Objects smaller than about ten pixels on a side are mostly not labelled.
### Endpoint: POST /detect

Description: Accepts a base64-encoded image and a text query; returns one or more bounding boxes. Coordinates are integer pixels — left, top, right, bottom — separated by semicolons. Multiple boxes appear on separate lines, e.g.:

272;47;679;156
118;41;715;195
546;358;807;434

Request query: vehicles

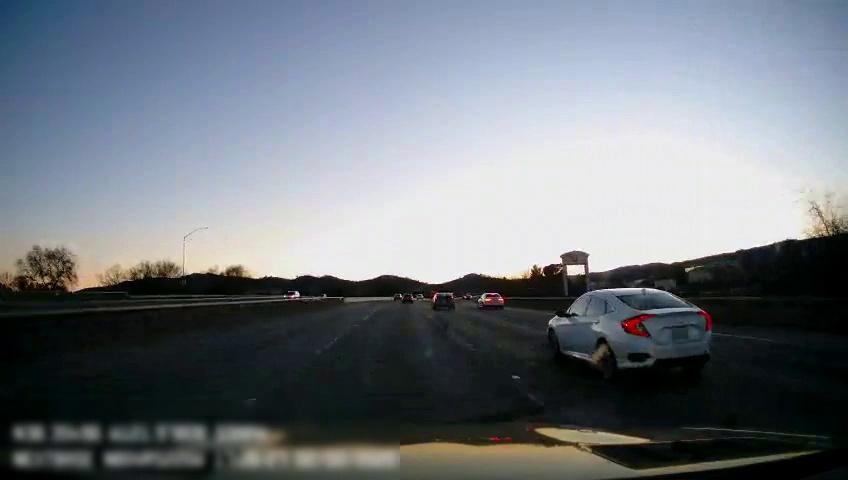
393;293;402;302
284;291;301;299
402;295;413;304
546;287;712;387
477;292;504;309
432;292;455;310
